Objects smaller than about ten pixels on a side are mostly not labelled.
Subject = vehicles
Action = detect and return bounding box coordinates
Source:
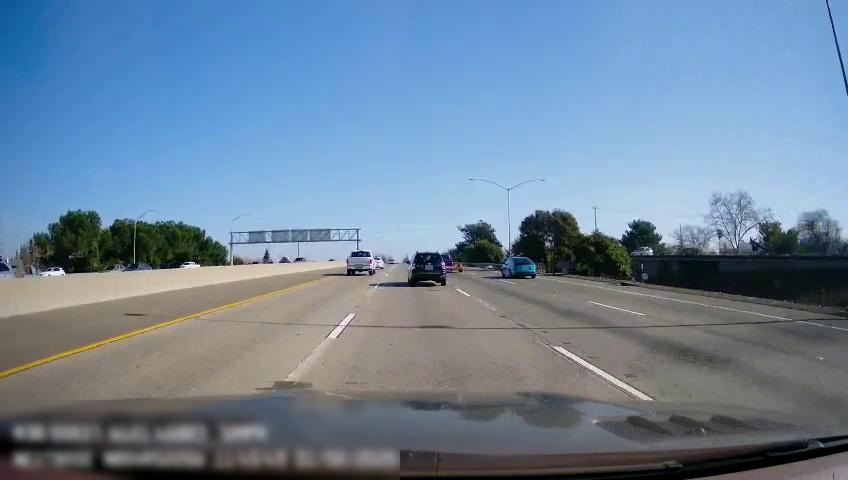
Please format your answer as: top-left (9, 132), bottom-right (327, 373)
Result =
top-left (100, 263), bottom-right (128, 274)
top-left (122, 262), bottom-right (153, 272)
top-left (36, 266), bottom-right (66, 277)
top-left (178, 261), bottom-right (201, 269)
top-left (373, 256), bottom-right (385, 270)
top-left (500, 255), bottom-right (537, 279)
top-left (345, 249), bottom-right (377, 276)
top-left (438, 254), bottom-right (453, 267)
top-left (440, 263), bottom-right (464, 273)
top-left (0, 257), bottom-right (17, 279)
top-left (406, 250), bottom-right (447, 287)
top-left (630, 246), bottom-right (654, 256)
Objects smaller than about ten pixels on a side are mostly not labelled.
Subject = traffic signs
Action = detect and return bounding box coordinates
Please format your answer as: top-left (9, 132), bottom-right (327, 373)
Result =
top-left (247, 230), bottom-right (266, 244)
top-left (291, 228), bottom-right (308, 242)
top-left (271, 228), bottom-right (289, 244)
top-left (309, 228), bottom-right (332, 242)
